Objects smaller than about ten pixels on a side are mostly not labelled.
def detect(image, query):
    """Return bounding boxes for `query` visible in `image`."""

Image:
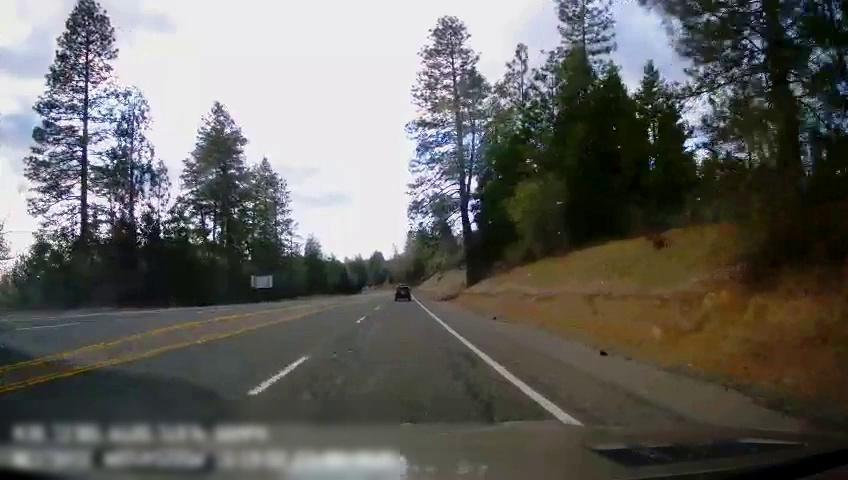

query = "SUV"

[394,286,412,302]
